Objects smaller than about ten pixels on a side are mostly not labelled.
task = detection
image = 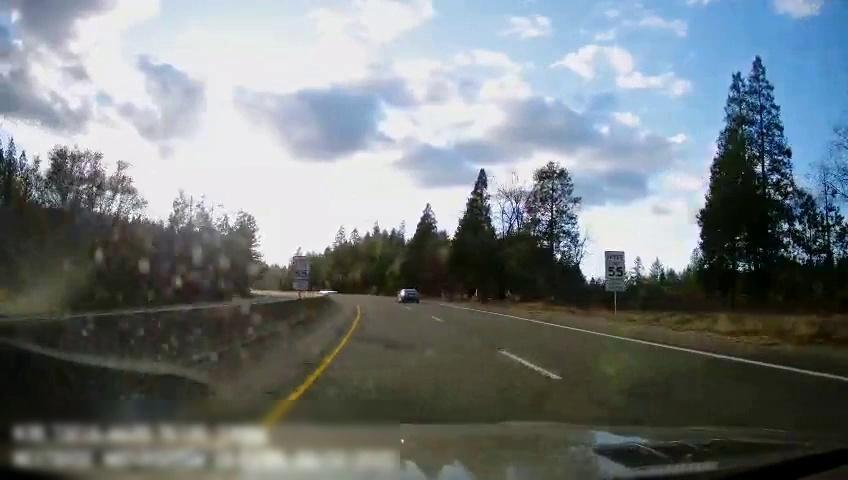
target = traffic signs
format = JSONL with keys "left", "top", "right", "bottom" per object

{"left": 293, "top": 280, "right": 309, "bottom": 290}
{"left": 292, "top": 255, "right": 309, "bottom": 279}
{"left": 605, "top": 279, "right": 625, "bottom": 292}
{"left": 604, "top": 250, "right": 626, "bottom": 279}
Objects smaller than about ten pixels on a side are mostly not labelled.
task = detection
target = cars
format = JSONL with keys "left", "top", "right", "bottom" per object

{"left": 398, "top": 288, "right": 420, "bottom": 304}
